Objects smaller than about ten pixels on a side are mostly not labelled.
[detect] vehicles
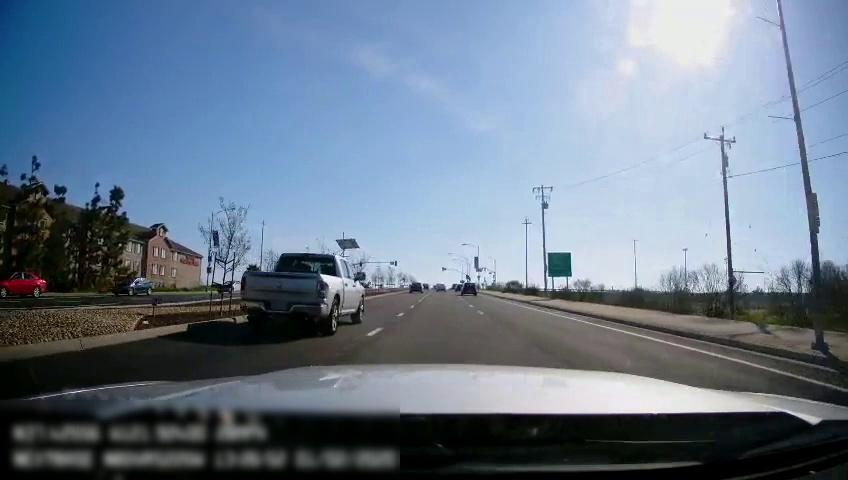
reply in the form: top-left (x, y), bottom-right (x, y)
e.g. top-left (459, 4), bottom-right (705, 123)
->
top-left (239, 252), bottom-right (367, 337)
top-left (435, 283), bottom-right (447, 292)
top-left (408, 281), bottom-right (425, 294)
top-left (111, 277), bottom-right (154, 298)
top-left (215, 280), bottom-right (242, 295)
top-left (460, 282), bottom-right (478, 297)
top-left (0, 271), bottom-right (48, 300)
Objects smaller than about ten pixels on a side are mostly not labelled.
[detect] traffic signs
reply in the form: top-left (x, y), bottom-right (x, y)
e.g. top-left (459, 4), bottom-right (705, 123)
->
top-left (548, 252), bottom-right (572, 278)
